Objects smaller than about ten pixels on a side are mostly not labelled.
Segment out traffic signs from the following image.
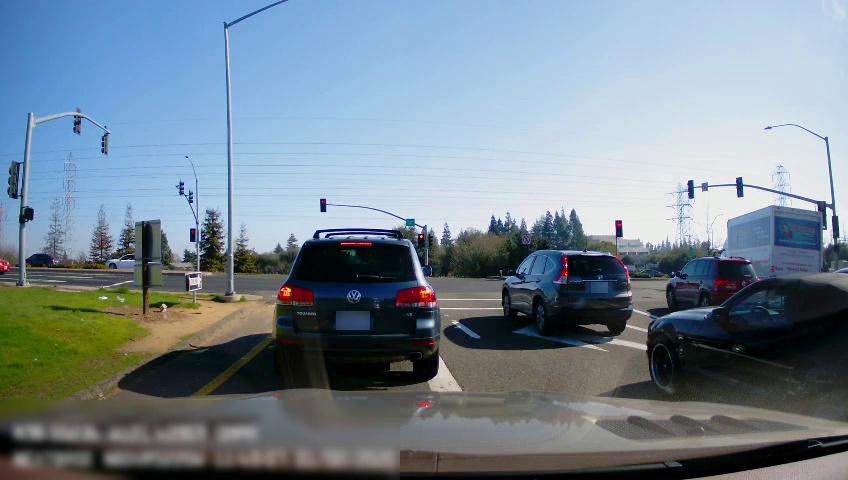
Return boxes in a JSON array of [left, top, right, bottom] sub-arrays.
[[405, 219, 416, 227]]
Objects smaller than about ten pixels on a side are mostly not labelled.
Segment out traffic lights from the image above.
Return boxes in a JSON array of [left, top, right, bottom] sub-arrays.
[[429, 236, 435, 249], [7, 162, 19, 200], [100, 134, 108, 157], [176, 181, 185, 197], [320, 198, 327, 214], [188, 192, 195, 206], [686, 178, 695, 200], [72, 111, 83, 136], [190, 228, 197, 242], [817, 200, 828, 230], [614, 220, 624, 238], [417, 234, 425, 246], [736, 177, 745, 198], [23, 208, 34, 221]]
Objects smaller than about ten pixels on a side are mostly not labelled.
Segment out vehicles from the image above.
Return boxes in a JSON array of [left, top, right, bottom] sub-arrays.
[[105, 254, 135, 271], [665, 256, 758, 312], [834, 266, 848, 274], [272, 239, 443, 382], [501, 249, 633, 339], [24, 252, 65, 268], [714, 205, 820, 279], [645, 272, 848, 415], [0, 257, 11, 276]]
